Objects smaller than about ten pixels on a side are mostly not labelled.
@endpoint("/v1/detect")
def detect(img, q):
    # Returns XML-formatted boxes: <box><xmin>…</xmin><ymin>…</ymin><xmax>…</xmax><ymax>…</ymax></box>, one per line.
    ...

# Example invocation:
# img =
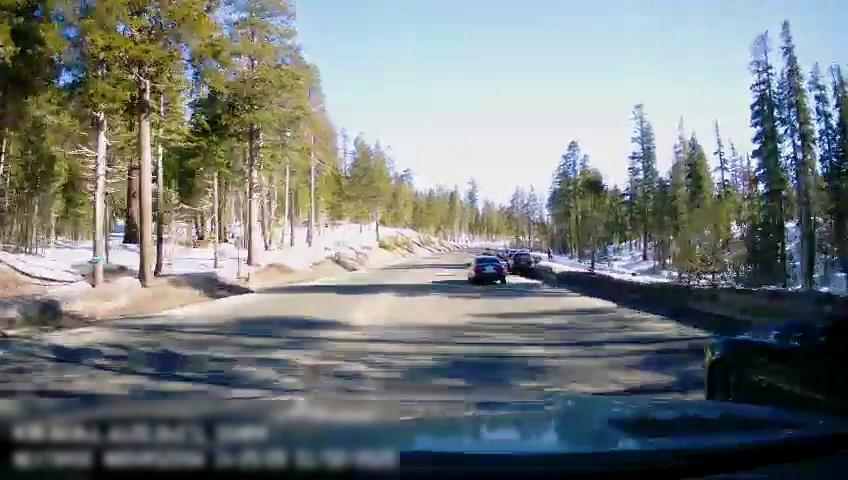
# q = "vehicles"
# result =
<box><xmin>701</xmin><ymin>320</ymin><xmax>848</xmax><ymax>412</ymax></box>
<box><xmin>507</xmin><ymin>251</ymin><xmax>534</xmax><ymax>272</ymax></box>
<box><xmin>468</xmin><ymin>254</ymin><xmax>506</xmax><ymax>284</ymax></box>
